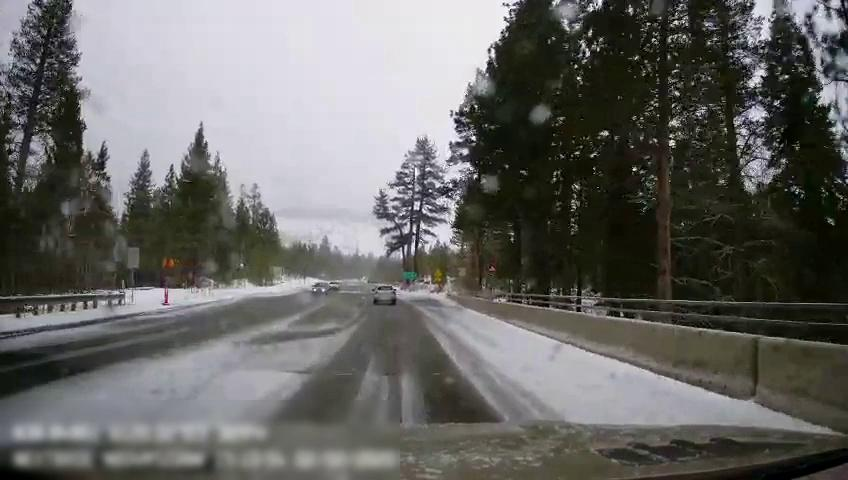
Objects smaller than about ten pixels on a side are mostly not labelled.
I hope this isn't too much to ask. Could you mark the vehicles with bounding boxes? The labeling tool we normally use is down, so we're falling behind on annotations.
[311,282,329,295]
[371,284,397,305]
[329,281,340,290]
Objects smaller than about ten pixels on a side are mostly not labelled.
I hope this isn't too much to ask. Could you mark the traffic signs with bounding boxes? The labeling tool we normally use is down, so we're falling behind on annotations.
[486,263,497,275]
[402,271,418,281]
[457,267,468,277]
